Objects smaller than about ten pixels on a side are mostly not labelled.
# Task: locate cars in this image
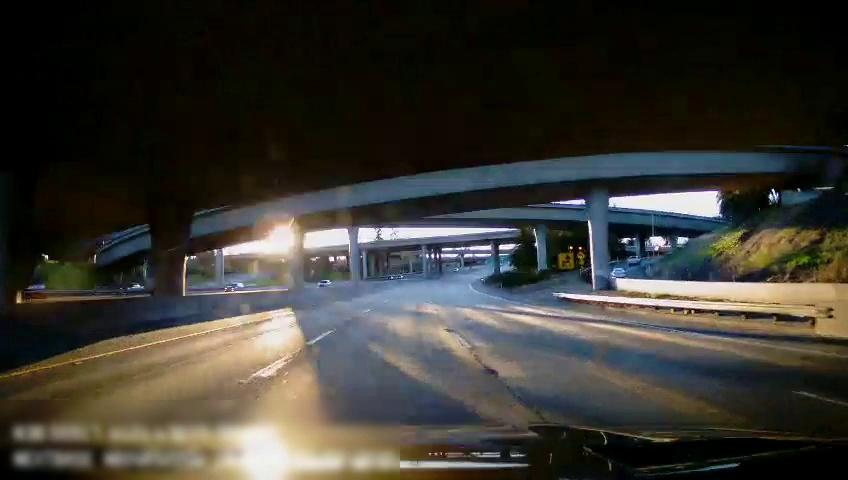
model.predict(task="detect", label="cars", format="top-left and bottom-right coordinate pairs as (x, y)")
top-left (317, 279), bottom-right (332, 288)
top-left (224, 282), bottom-right (244, 293)
top-left (610, 267), bottom-right (626, 277)
top-left (119, 281), bottom-right (146, 290)
top-left (627, 255), bottom-right (641, 266)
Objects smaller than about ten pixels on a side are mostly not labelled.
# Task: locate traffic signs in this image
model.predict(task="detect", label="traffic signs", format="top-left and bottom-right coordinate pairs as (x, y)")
top-left (557, 253), bottom-right (575, 269)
